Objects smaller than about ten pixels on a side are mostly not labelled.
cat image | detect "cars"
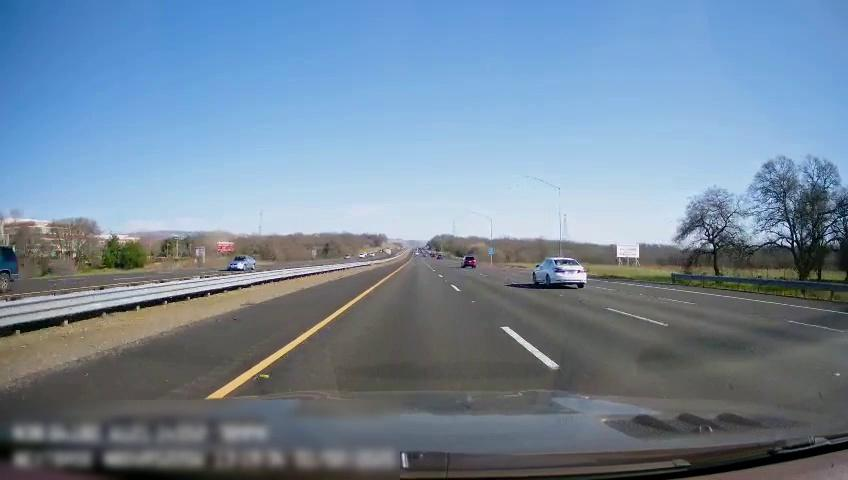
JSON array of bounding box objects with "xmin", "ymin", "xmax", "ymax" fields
[
  {"xmin": 531, "ymin": 257, "xmax": 587, "ymax": 289},
  {"xmin": 461, "ymin": 256, "xmax": 477, "ymax": 269},
  {"xmin": 227, "ymin": 255, "xmax": 256, "ymax": 271}
]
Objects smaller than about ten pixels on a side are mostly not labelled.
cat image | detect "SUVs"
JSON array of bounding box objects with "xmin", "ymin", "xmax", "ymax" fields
[{"xmin": 0, "ymin": 246, "xmax": 22, "ymax": 293}]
